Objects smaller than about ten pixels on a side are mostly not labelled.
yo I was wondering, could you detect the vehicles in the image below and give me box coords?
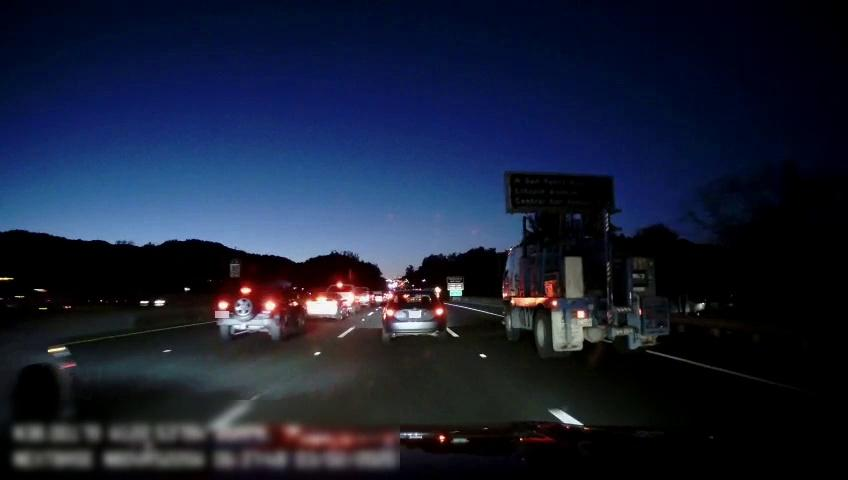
[303,290,344,322]
[353,286,372,308]
[382,290,446,344]
[136,291,193,312]
[495,236,670,364]
[216,280,305,342]
[0,310,80,440]
[329,285,359,318]
[370,290,389,308]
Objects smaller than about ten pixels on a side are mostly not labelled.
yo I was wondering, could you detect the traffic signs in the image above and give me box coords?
[450,290,463,297]
[505,171,616,214]
[448,283,464,290]
[229,262,240,277]
[446,276,464,283]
